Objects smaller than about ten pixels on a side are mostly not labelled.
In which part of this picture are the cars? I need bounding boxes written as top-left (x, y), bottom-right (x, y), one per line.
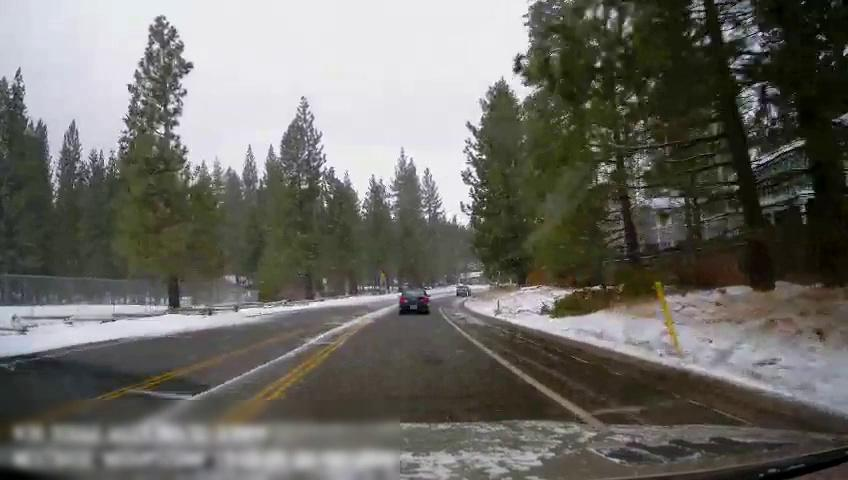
top-left (455, 284), bottom-right (472, 297)
top-left (398, 290), bottom-right (431, 316)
